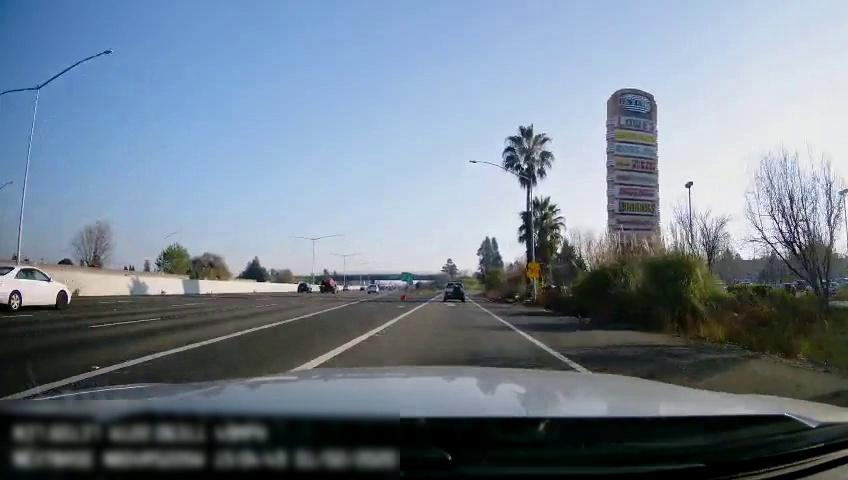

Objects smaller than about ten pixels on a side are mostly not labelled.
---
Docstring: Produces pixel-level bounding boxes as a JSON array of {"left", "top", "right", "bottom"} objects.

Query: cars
[{"left": 0, "top": 265, "right": 72, "bottom": 313}]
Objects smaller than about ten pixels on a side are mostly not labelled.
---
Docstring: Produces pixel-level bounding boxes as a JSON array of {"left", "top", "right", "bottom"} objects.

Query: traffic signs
[
  {"left": 525, "top": 272, "right": 541, "bottom": 282},
  {"left": 526, "top": 264, "right": 543, "bottom": 273},
  {"left": 402, "top": 272, "right": 416, "bottom": 282}
]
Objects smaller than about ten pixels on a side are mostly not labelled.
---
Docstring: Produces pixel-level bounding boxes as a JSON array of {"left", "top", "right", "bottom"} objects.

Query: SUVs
[
  {"left": 296, "top": 283, "right": 313, "bottom": 294},
  {"left": 366, "top": 283, "right": 380, "bottom": 295},
  {"left": 443, "top": 281, "right": 467, "bottom": 303}
]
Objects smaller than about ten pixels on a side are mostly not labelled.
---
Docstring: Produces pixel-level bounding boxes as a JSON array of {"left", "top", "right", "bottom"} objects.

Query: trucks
[{"left": 318, "top": 279, "right": 345, "bottom": 295}]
